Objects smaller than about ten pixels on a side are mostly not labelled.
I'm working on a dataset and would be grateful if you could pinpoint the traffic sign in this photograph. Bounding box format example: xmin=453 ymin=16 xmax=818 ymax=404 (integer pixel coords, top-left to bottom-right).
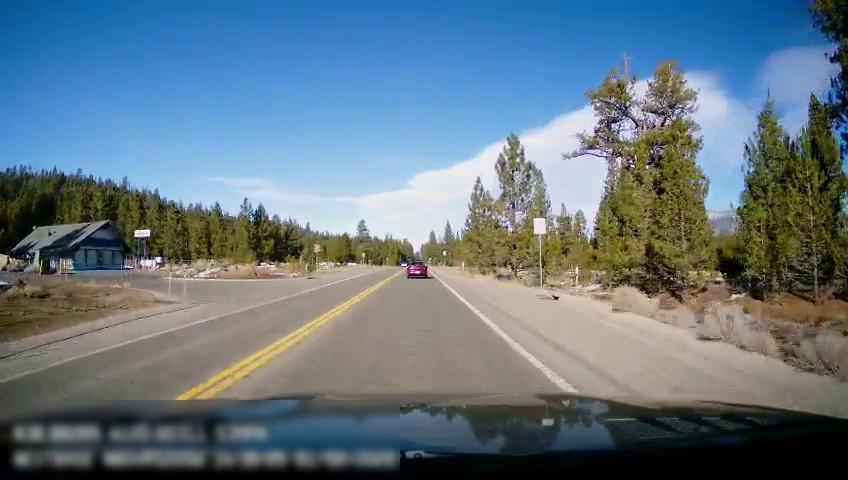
xmin=533 ymin=216 xmax=546 ymax=235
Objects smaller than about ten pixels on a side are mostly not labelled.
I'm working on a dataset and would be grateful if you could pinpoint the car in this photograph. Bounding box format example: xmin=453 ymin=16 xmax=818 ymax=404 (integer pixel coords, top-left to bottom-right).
xmin=406 ymin=261 xmax=428 ymax=280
